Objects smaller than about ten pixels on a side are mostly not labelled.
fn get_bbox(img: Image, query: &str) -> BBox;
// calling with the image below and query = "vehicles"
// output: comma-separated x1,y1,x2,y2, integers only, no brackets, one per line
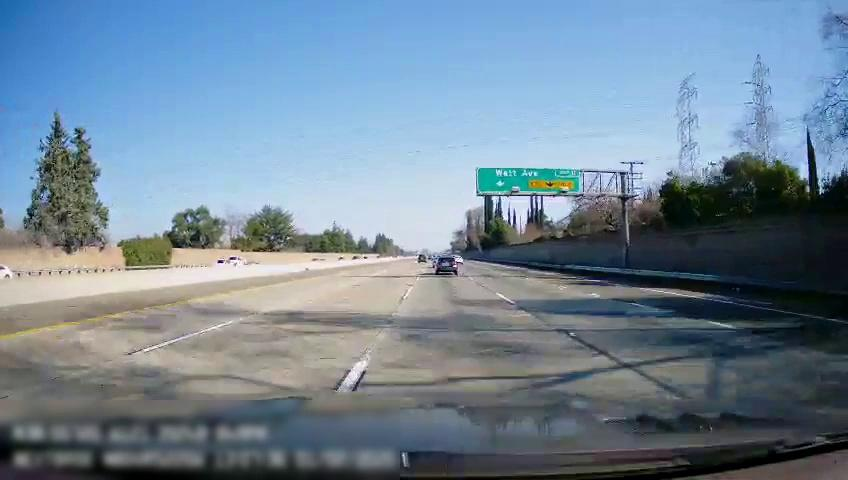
435,256,459,276
227,255,248,265
0,263,13,280
417,253,427,264
216,258,228,264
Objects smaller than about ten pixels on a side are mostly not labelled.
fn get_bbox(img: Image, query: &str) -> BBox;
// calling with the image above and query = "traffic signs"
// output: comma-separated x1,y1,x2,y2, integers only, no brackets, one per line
476,167,582,195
